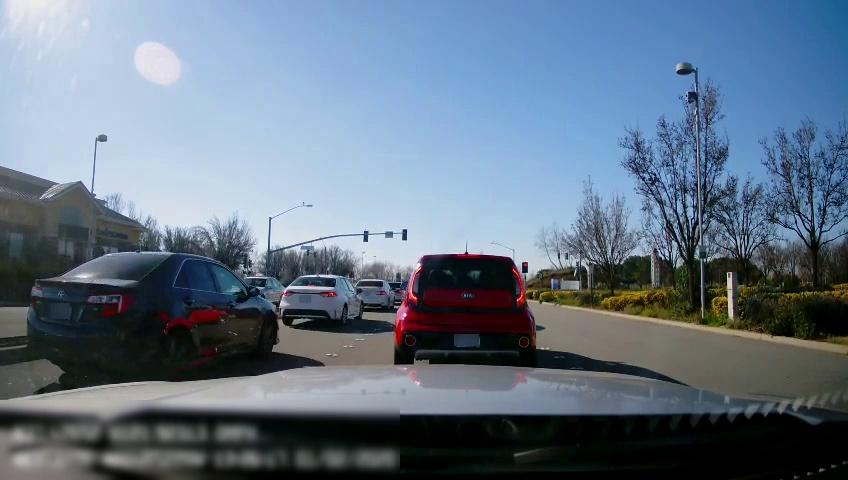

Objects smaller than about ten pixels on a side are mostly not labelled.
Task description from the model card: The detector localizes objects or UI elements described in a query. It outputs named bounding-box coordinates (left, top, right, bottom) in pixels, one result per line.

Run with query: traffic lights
left=363, top=230, right=369, bottom=242
left=521, top=261, right=528, bottom=273
left=402, top=229, right=408, bottom=240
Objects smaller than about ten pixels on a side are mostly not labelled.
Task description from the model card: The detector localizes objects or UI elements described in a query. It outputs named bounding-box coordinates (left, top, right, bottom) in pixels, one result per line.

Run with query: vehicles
left=394, top=254, right=536, bottom=368
left=354, top=279, right=396, bottom=311
left=387, top=281, right=408, bottom=302
left=279, top=275, right=364, bottom=330
left=28, top=252, right=280, bottom=381
left=242, top=277, right=286, bottom=307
